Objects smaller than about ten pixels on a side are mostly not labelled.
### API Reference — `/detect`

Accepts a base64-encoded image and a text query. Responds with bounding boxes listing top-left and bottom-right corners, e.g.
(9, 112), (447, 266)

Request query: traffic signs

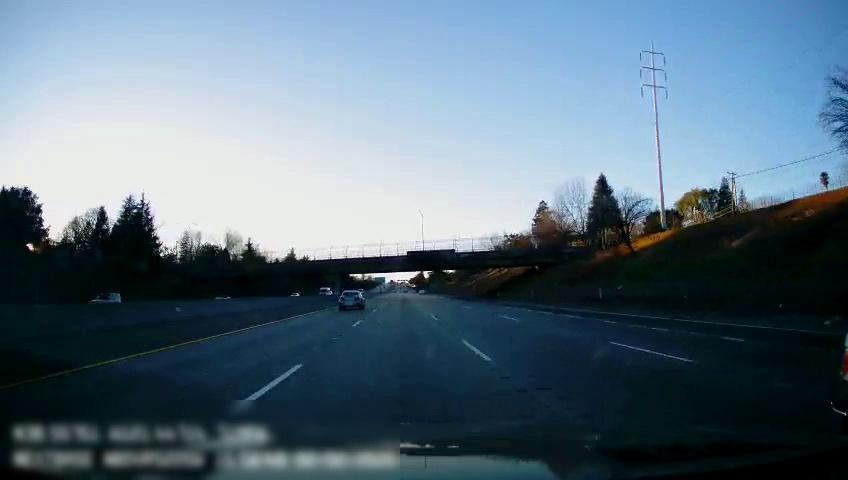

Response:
(375, 277), (386, 284)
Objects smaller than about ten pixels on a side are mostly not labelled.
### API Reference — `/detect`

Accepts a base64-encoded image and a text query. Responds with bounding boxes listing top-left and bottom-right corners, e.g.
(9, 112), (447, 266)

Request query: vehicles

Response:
(89, 292), (122, 304)
(290, 292), (300, 296)
(832, 334), (848, 418)
(215, 295), (231, 300)
(337, 289), (368, 310)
